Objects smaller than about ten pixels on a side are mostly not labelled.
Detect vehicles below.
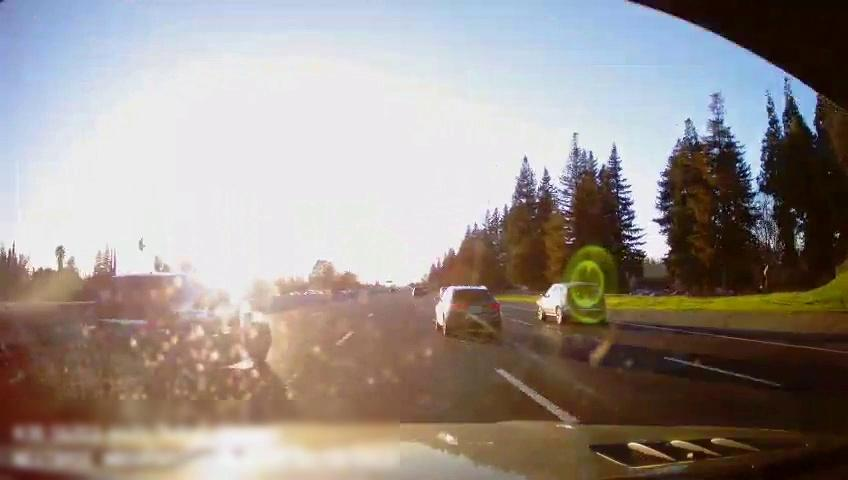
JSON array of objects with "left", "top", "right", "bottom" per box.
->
[
  {"left": 534, "top": 282, "right": 607, "bottom": 326},
  {"left": 439, "top": 286, "right": 451, "bottom": 300},
  {"left": 433, "top": 284, "right": 503, "bottom": 337},
  {"left": 88, "top": 272, "right": 274, "bottom": 382},
  {"left": 412, "top": 287, "right": 424, "bottom": 297}
]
